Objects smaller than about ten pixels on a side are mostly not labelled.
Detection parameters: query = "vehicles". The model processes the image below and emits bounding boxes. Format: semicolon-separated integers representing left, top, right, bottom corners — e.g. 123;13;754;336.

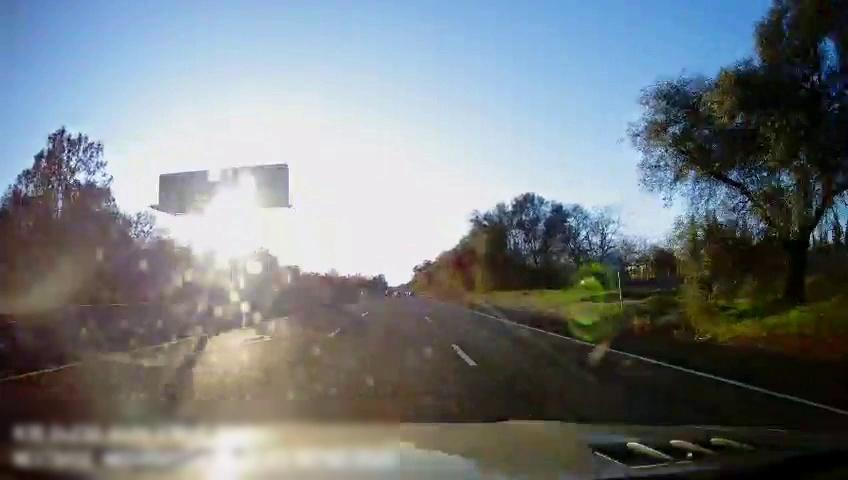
394;291;403;298
382;290;393;298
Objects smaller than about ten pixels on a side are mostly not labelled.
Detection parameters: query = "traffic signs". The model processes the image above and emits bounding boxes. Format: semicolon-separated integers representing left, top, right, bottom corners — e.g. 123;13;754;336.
157;164;289;209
